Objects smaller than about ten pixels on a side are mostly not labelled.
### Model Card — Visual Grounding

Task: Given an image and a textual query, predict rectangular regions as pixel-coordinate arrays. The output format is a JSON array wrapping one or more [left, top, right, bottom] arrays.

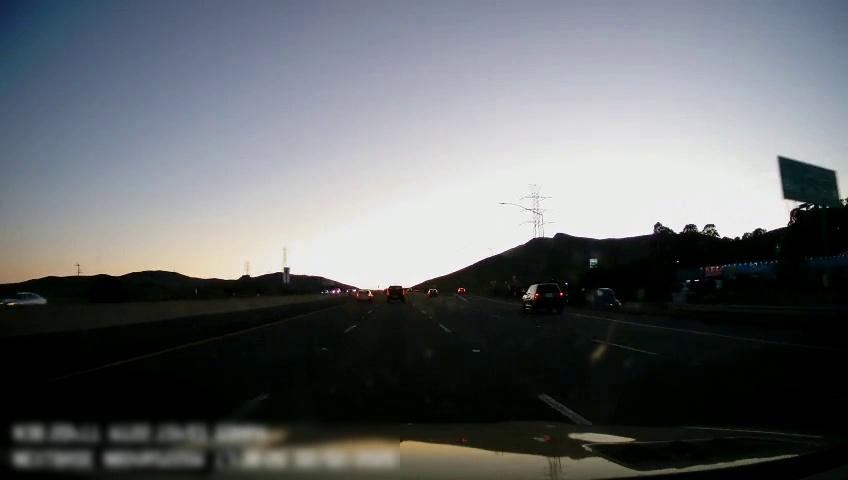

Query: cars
[[0, 292, 47, 308], [356, 290, 374, 303]]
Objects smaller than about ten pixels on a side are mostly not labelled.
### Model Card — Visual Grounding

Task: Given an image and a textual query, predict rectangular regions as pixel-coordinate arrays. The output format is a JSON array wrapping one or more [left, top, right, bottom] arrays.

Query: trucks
[[576, 288, 621, 309]]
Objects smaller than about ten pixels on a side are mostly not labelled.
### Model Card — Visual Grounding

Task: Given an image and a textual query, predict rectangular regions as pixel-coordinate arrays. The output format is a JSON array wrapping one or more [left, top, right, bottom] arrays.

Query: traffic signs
[[779, 157, 840, 208]]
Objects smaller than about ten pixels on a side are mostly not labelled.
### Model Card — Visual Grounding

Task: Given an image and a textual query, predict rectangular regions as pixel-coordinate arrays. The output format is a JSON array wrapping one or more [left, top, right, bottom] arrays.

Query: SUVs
[[522, 283, 564, 313], [387, 285, 405, 303]]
